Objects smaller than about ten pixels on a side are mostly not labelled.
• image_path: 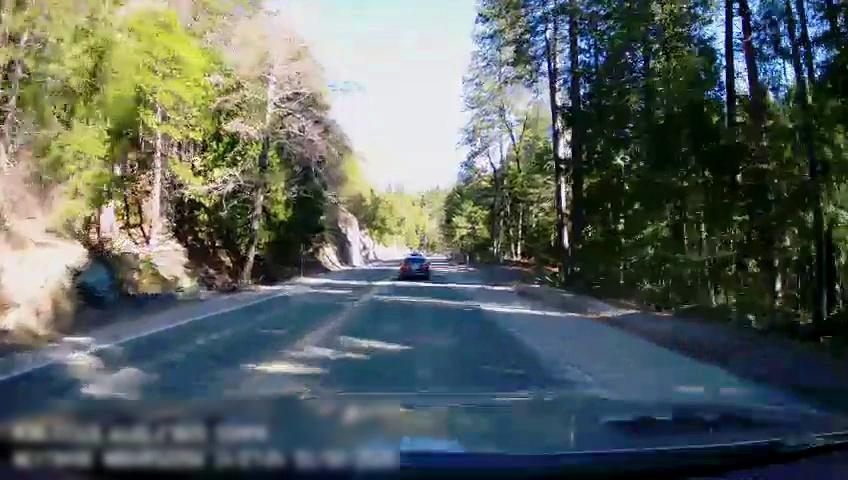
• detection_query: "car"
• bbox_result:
[398,256,430,281]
